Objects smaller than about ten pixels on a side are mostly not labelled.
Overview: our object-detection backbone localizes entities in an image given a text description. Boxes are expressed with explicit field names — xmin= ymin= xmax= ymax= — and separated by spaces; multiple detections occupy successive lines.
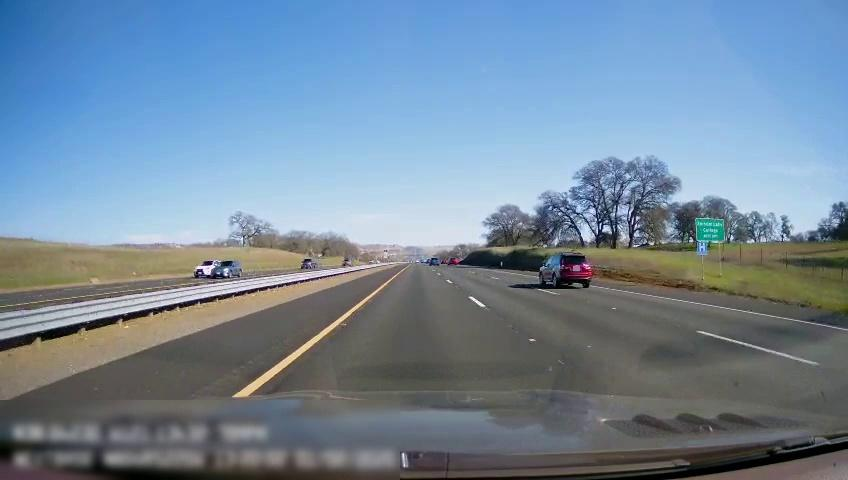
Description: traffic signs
xmin=696 ymin=241 xmax=708 ymax=255
xmin=695 ymin=217 xmax=725 ymax=242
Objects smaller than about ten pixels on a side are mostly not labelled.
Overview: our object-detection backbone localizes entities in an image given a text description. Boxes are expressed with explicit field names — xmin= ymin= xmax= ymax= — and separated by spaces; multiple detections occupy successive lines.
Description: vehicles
xmin=210 ymin=260 xmax=244 ymax=279
xmin=300 ymin=258 xmax=317 ymax=270
xmin=538 ymin=253 xmax=593 ymax=289
xmin=194 ymin=260 xmax=223 ymax=280
xmin=341 ymin=258 xmax=352 ymax=267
